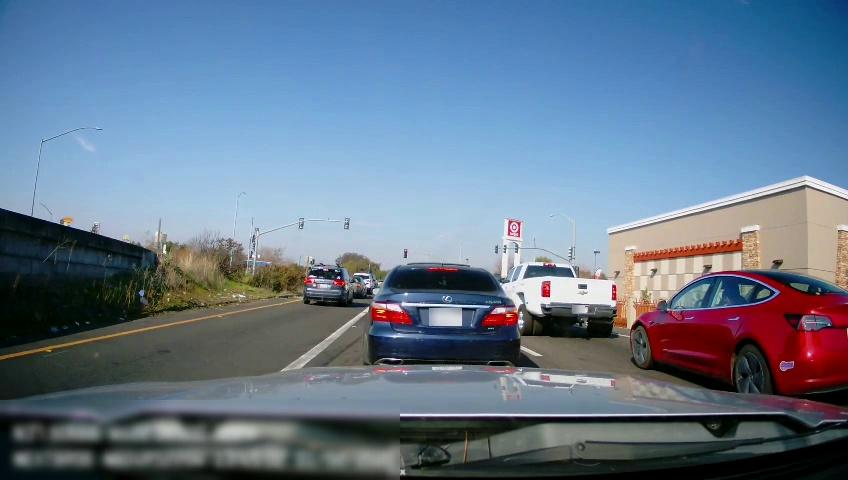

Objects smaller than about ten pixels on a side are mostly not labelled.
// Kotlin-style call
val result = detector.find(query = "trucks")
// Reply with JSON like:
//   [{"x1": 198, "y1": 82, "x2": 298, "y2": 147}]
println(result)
[{"x1": 493, "y1": 262, "x2": 618, "y2": 337}]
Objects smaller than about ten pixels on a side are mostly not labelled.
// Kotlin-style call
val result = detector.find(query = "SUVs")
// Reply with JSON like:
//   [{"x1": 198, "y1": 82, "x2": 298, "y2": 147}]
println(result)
[
  {"x1": 353, "y1": 272, "x2": 376, "y2": 296},
  {"x1": 302, "y1": 262, "x2": 355, "y2": 307}
]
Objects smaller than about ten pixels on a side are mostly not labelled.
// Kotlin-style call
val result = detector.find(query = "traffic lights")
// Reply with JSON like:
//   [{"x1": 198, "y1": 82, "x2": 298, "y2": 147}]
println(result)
[
  {"x1": 567, "y1": 247, "x2": 573, "y2": 261},
  {"x1": 297, "y1": 217, "x2": 305, "y2": 230},
  {"x1": 403, "y1": 248, "x2": 408, "y2": 260},
  {"x1": 494, "y1": 244, "x2": 499, "y2": 255},
  {"x1": 502, "y1": 243, "x2": 507, "y2": 255},
  {"x1": 513, "y1": 242, "x2": 519, "y2": 256},
  {"x1": 343, "y1": 217, "x2": 350, "y2": 231}
]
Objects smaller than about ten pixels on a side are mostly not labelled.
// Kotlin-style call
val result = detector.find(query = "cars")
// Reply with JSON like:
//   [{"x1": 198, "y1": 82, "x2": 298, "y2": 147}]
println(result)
[
  {"x1": 347, "y1": 274, "x2": 370, "y2": 300},
  {"x1": 628, "y1": 267, "x2": 848, "y2": 408},
  {"x1": 361, "y1": 262, "x2": 522, "y2": 367}
]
